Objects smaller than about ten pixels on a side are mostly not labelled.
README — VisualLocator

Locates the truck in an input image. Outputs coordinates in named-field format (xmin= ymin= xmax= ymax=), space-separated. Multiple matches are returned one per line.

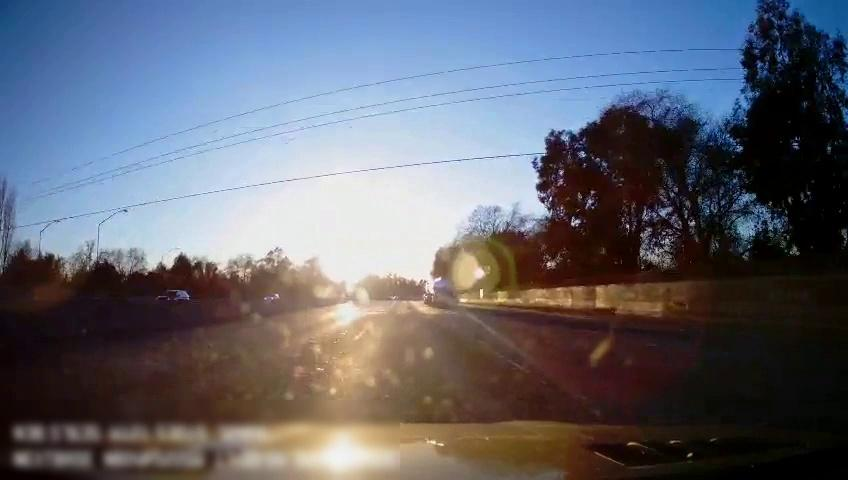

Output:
xmin=423 ymin=278 xmax=451 ymax=307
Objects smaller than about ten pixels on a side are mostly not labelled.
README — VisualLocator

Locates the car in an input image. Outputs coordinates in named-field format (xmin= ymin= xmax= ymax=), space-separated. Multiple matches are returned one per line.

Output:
xmin=155 ymin=290 xmax=190 ymax=304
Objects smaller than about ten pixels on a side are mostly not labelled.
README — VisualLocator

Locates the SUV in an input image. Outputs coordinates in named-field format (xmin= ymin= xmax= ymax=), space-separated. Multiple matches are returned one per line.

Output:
xmin=263 ymin=293 xmax=280 ymax=302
